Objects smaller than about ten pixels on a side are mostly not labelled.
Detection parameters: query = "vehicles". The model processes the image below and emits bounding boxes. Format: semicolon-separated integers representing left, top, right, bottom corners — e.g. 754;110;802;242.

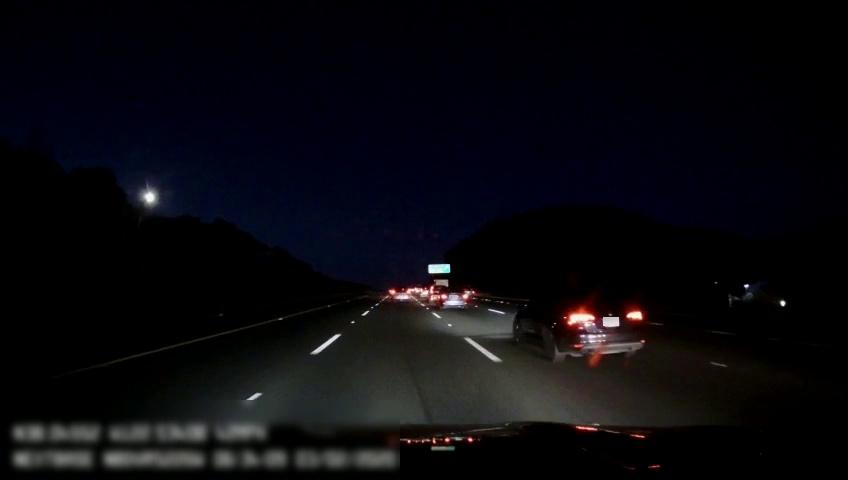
513;285;645;366
428;285;450;305
435;278;450;287
391;286;411;302
439;287;468;309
